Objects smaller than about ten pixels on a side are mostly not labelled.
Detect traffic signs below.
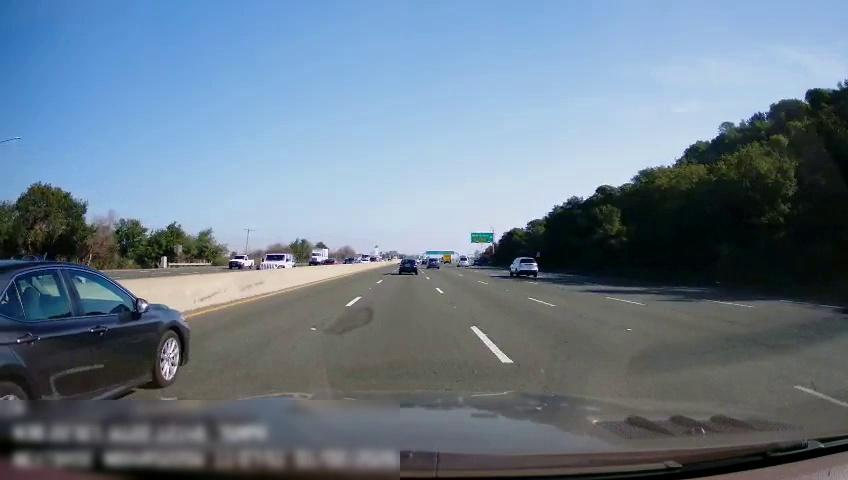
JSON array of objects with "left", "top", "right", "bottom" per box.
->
[
  {"left": 425, "top": 250, "right": 455, "bottom": 256},
  {"left": 470, "top": 231, "right": 495, "bottom": 244},
  {"left": 173, "top": 244, "right": 183, "bottom": 256},
  {"left": 373, "top": 245, "right": 379, "bottom": 256}
]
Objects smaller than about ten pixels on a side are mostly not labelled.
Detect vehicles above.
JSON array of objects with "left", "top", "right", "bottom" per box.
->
[
  {"left": 0, "top": 260, "right": 192, "bottom": 417},
  {"left": 509, "top": 257, "right": 539, "bottom": 277},
  {"left": 318, "top": 258, "right": 337, "bottom": 266},
  {"left": 398, "top": 259, "right": 418, "bottom": 276},
  {"left": 228, "top": 254, "right": 256, "bottom": 270},
  {"left": 255, "top": 253, "right": 297, "bottom": 271},
  {"left": 456, "top": 255, "right": 470, "bottom": 268},
  {"left": 308, "top": 247, "right": 329, "bottom": 266},
  {"left": 441, "top": 255, "right": 452, "bottom": 265},
  {"left": 342, "top": 255, "right": 356, "bottom": 265},
  {"left": 427, "top": 258, "right": 440, "bottom": 270}
]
